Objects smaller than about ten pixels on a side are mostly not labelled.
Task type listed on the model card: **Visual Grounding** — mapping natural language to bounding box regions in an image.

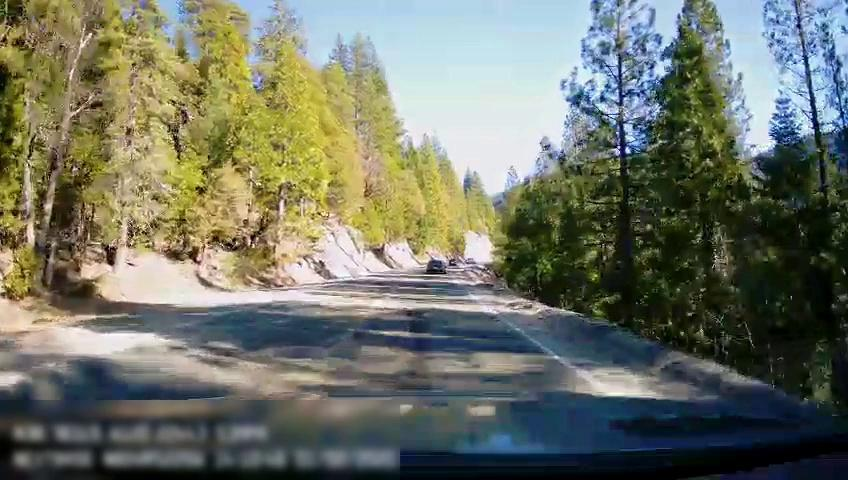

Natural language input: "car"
[424,259,446,275]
